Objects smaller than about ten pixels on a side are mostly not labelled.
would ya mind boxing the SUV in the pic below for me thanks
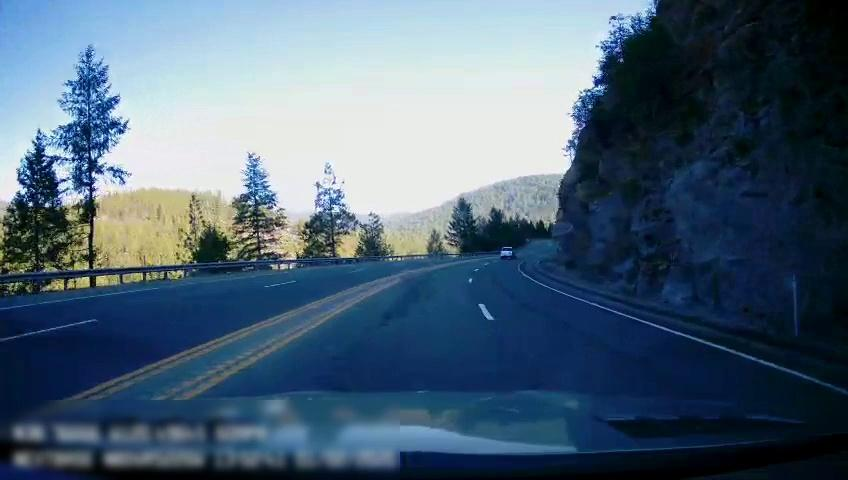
[500,246,518,261]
